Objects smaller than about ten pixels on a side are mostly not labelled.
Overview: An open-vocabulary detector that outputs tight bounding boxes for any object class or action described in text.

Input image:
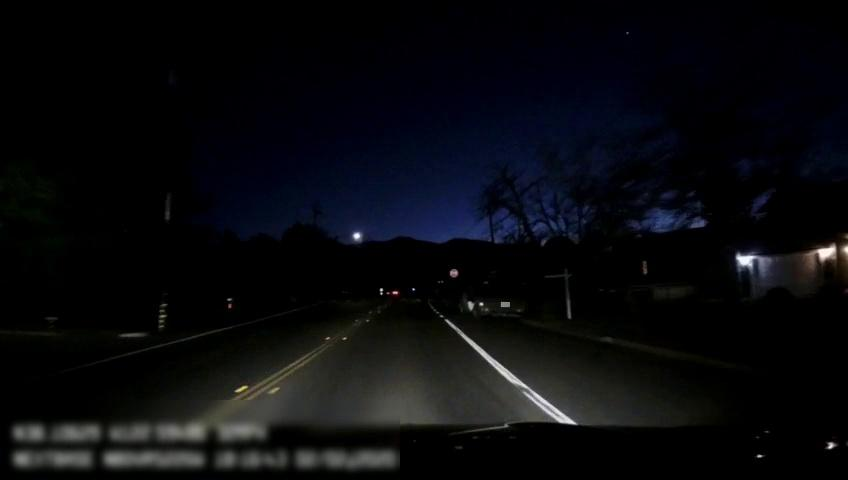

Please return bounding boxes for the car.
[458,286,525,321]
